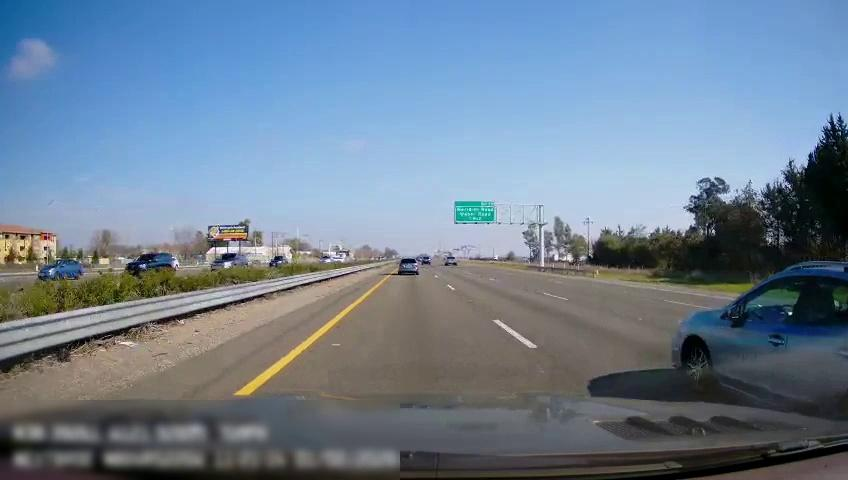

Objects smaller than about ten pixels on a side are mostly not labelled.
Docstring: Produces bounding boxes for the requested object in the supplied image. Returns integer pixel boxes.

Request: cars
[670,260,848,423]
[421,256,432,265]
[444,255,457,266]
[397,258,419,276]
[268,255,289,269]
[319,255,336,265]
[37,258,85,283]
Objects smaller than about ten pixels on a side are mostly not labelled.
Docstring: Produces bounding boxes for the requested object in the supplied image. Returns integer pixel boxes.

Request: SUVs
[210,252,250,273]
[123,252,174,279]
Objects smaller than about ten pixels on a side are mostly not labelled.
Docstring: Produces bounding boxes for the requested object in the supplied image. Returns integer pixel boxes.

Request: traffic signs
[453,200,497,224]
